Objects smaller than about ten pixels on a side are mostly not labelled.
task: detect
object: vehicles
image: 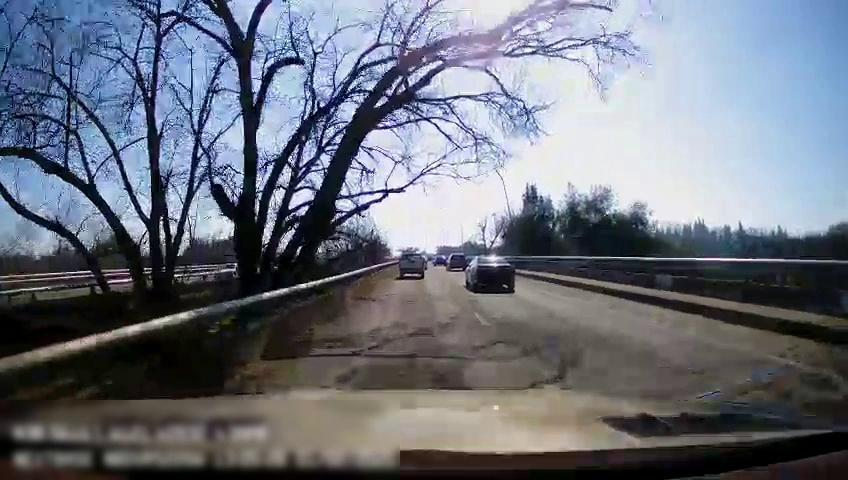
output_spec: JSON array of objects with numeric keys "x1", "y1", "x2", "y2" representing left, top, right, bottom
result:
[
  {"x1": 446, "y1": 252, "x2": 466, "y2": 270},
  {"x1": 433, "y1": 253, "x2": 447, "y2": 266},
  {"x1": 464, "y1": 254, "x2": 516, "y2": 293},
  {"x1": 423, "y1": 255, "x2": 430, "y2": 269},
  {"x1": 398, "y1": 246, "x2": 426, "y2": 279},
  {"x1": 213, "y1": 261, "x2": 240, "y2": 282}
]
